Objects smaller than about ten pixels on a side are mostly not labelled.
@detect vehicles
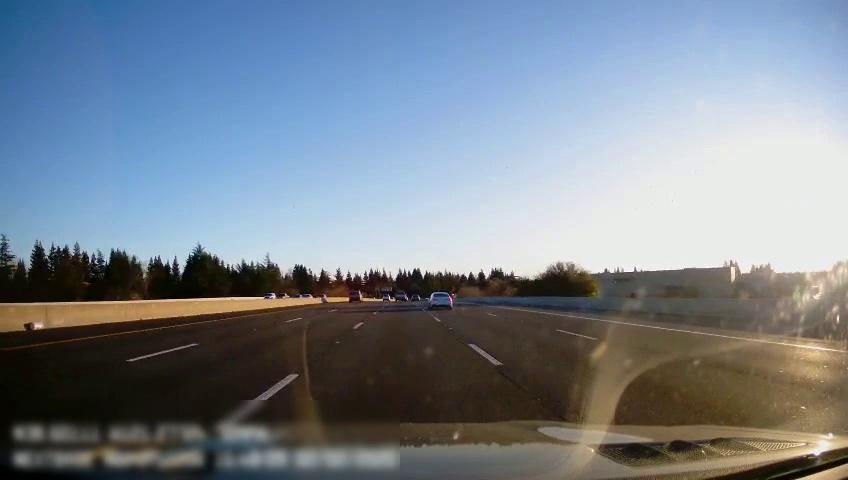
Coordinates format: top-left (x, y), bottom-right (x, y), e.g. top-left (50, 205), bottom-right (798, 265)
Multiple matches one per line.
top-left (348, 290), bottom-right (362, 303)
top-left (394, 290), bottom-right (407, 302)
top-left (277, 292), bottom-right (290, 299)
top-left (428, 292), bottom-right (452, 310)
top-left (263, 292), bottom-right (278, 299)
